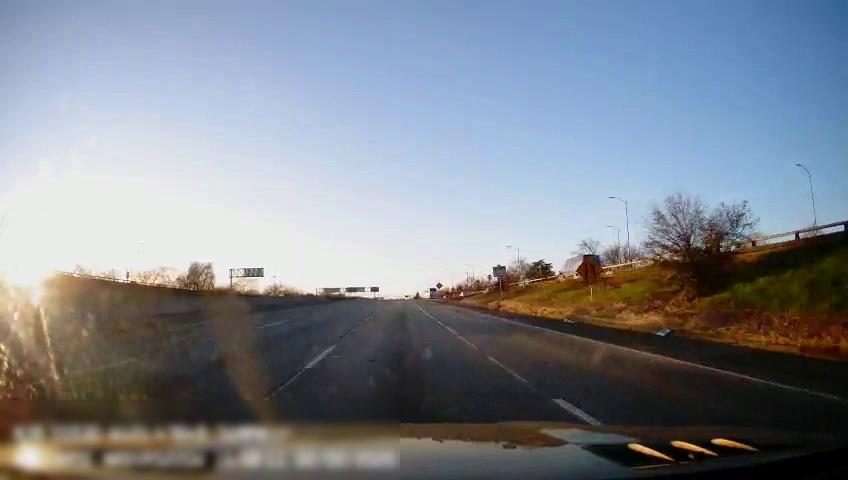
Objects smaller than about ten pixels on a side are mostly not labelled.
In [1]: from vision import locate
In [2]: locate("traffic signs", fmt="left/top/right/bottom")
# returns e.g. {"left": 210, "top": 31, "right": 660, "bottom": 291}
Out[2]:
{"left": 576, "top": 255, "right": 606, "bottom": 283}
{"left": 491, "top": 266, "right": 508, "bottom": 279}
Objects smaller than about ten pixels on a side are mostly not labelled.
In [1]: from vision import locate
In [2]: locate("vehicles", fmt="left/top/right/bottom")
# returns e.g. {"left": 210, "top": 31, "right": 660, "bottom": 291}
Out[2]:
{"left": 460, "top": 289, "right": 471, "bottom": 297}
{"left": 422, "top": 286, "right": 437, "bottom": 300}
{"left": 561, "top": 254, "right": 601, "bottom": 273}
